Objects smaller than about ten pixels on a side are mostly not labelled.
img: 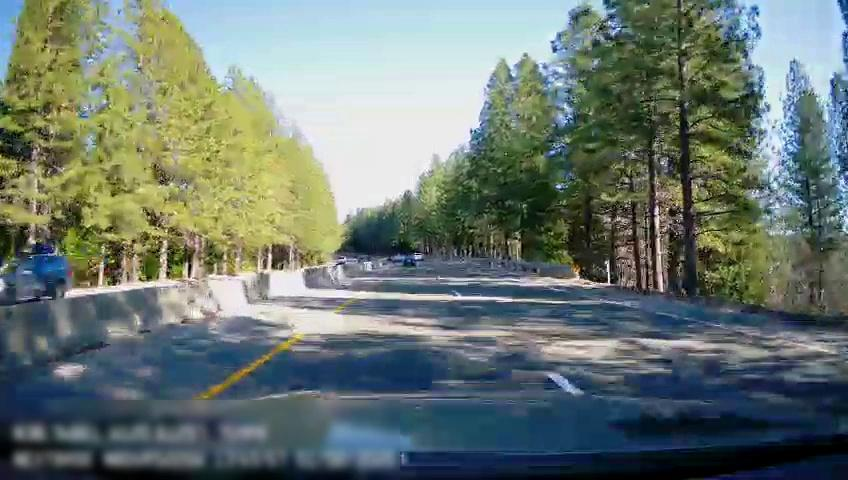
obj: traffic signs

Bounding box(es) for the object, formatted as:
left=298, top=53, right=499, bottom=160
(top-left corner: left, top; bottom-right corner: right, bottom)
left=573, top=262, right=583, bottom=274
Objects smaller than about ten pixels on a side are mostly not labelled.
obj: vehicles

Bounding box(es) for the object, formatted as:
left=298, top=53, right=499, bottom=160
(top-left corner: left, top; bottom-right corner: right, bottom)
left=0, top=253, right=70, bottom=306
left=413, top=252, right=424, bottom=262
left=401, top=255, right=416, bottom=267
